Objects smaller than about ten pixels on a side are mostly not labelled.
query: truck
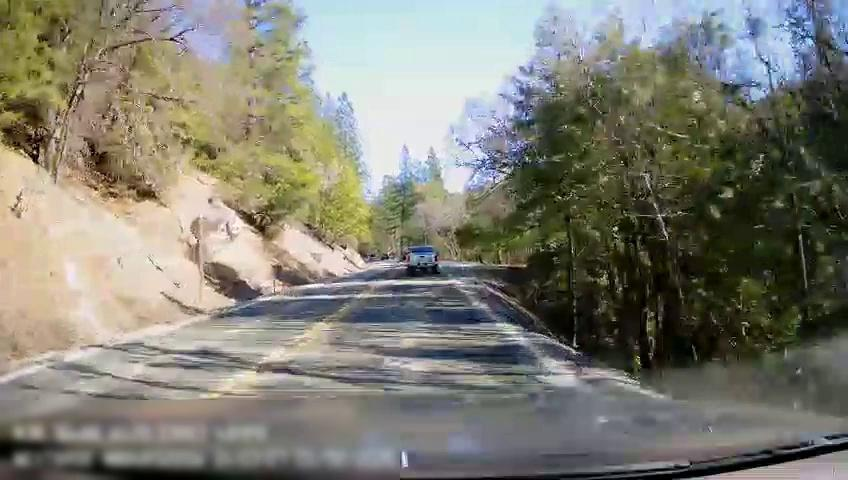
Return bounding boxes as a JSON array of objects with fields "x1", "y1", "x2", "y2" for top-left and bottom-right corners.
[{"x1": 406, "y1": 245, "x2": 439, "y2": 275}]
